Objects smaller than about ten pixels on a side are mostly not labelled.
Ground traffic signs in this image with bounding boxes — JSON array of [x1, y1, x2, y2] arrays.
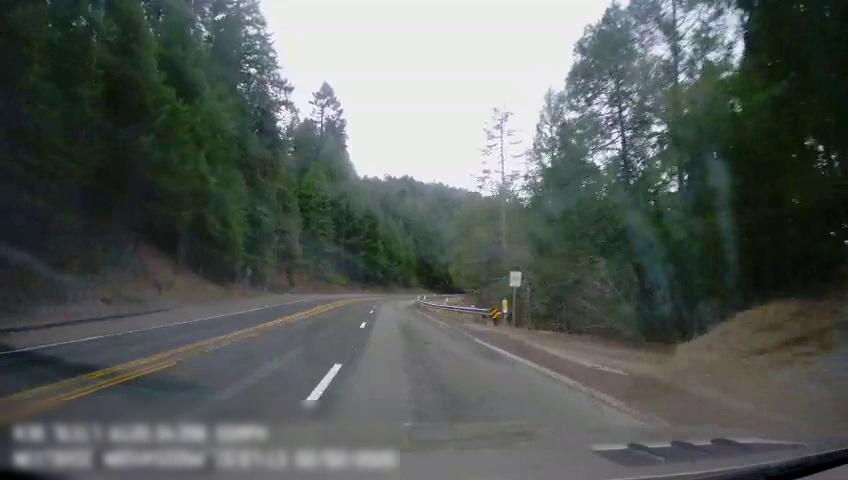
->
[[490, 307, 499, 319], [509, 270, 522, 288]]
